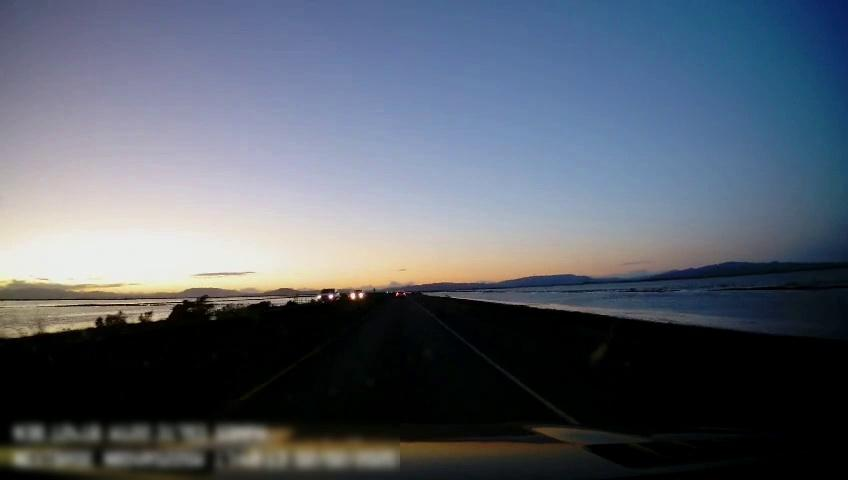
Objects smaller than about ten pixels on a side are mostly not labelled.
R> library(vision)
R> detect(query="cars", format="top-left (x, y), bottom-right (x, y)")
top-left (395, 291), bottom-right (407, 299)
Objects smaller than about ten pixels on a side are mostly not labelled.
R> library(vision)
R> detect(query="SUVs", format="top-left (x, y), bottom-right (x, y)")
top-left (314, 288), bottom-right (341, 304)
top-left (348, 289), bottom-right (367, 303)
